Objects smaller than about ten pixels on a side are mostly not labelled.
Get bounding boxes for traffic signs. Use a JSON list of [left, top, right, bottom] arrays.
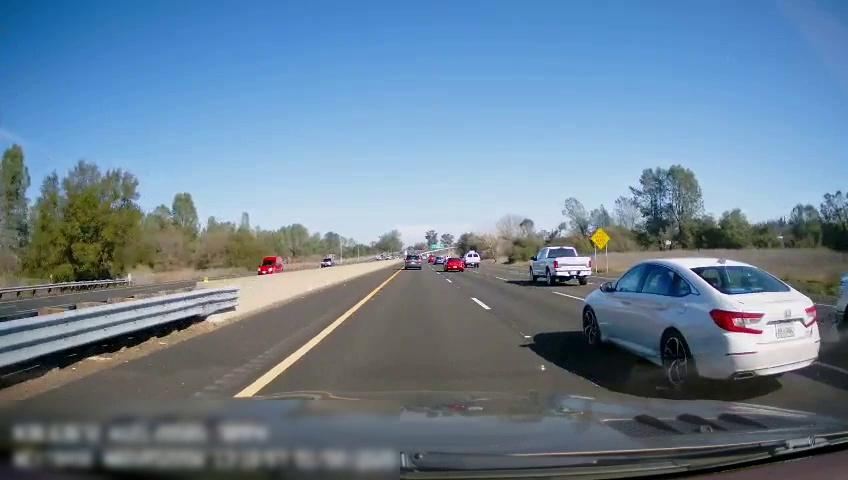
[[592, 227, 610, 250]]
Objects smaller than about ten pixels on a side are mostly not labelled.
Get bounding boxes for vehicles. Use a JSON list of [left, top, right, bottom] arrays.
[[528, 246, 593, 286], [405, 255, 423, 270], [833, 269, 848, 352], [463, 252, 480, 268], [256, 255, 285, 276], [320, 257, 336, 268], [581, 257, 821, 399], [443, 256, 465, 272]]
